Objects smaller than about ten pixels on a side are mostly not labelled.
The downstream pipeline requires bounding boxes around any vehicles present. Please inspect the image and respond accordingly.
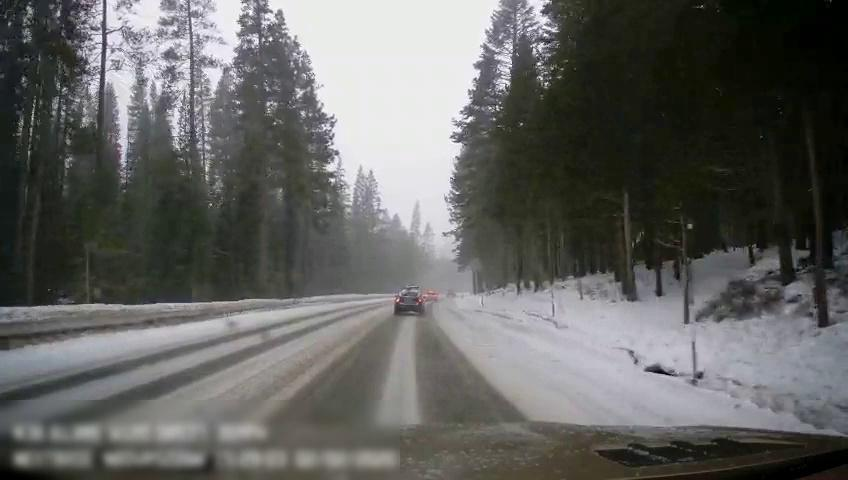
[424,290,438,302]
[394,285,427,316]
